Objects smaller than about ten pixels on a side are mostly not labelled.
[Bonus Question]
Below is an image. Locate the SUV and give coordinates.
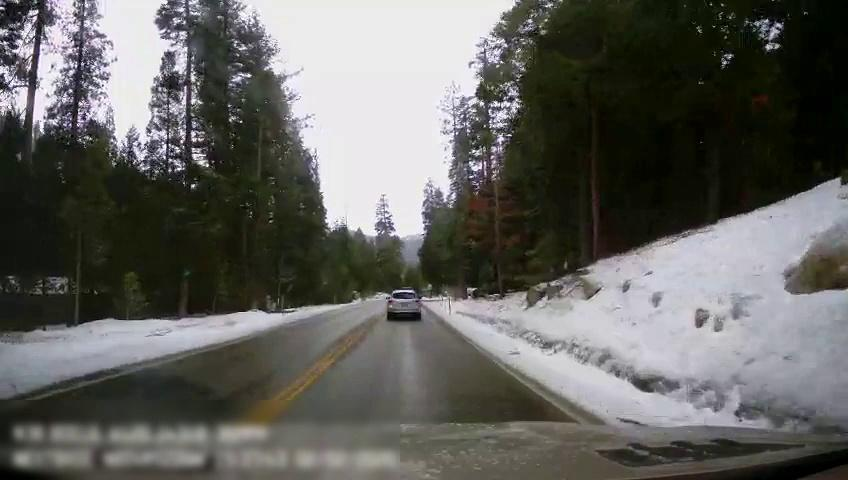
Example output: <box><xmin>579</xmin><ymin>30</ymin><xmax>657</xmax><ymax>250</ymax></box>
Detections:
<box><xmin>385</xmin><ymin>289</ymin><xmax>422</xmax><ymax>321</ymax></box>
